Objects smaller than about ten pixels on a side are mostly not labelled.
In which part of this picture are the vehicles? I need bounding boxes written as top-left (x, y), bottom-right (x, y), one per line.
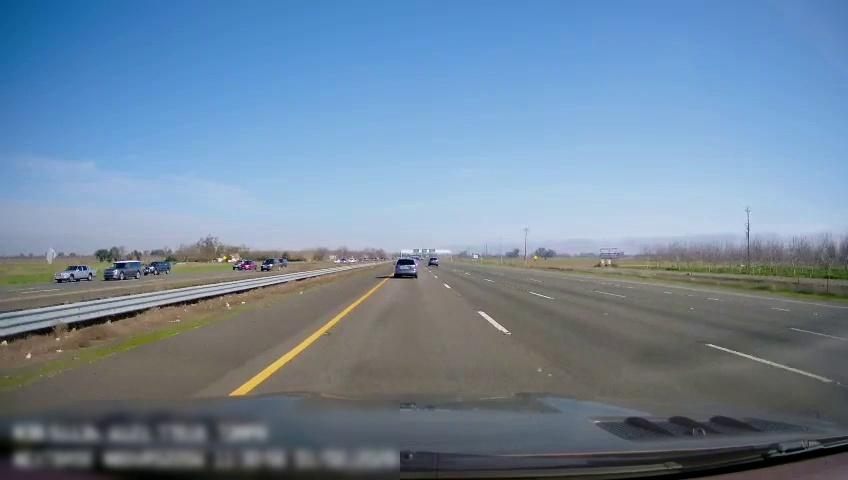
top-left (394, 258), bottom-right (418, 279)
top-left (232, 259), bottom-right (246, 271)
top-left (260, 258), bottom-right (281, 273)
top-left (54, 265), bottom-right (97, 283)
top-left (143, 261), bottom-right (171, 276)
top-left (103, 260), bottom-right (142, 281)
top-left (239, 260), bottom-right (258, 271)
top-left (427, 258), bottom-right (438, 267)
top-left (278, 258), bottom-right (290, 269)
